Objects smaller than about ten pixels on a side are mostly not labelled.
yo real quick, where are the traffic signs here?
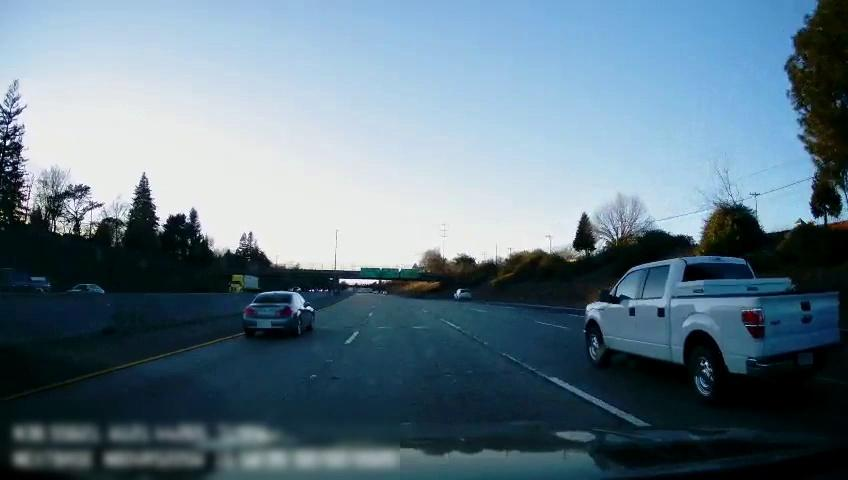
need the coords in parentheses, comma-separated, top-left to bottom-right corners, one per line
(360, 266, 382, 280)
(399, 268, 418, 279)
(382, 268, 400, 279)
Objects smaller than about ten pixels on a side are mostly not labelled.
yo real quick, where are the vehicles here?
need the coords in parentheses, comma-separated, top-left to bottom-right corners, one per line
(582, 256, 848, 402)
(228, 273, 260, 294)
(66, 283, 105, 295)
(453, 288, 472, 301)
(0, 267, 52, 296)
(241, 290, 315, 339)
